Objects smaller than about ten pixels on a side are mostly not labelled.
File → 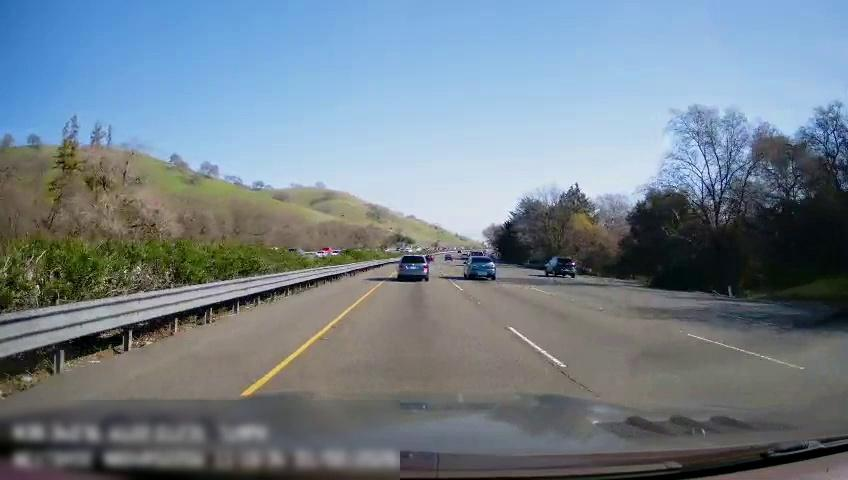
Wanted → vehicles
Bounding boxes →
[462,255,496,281]
[544,256,576,279]
[471,251,483,256]
[397,254,429,281]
